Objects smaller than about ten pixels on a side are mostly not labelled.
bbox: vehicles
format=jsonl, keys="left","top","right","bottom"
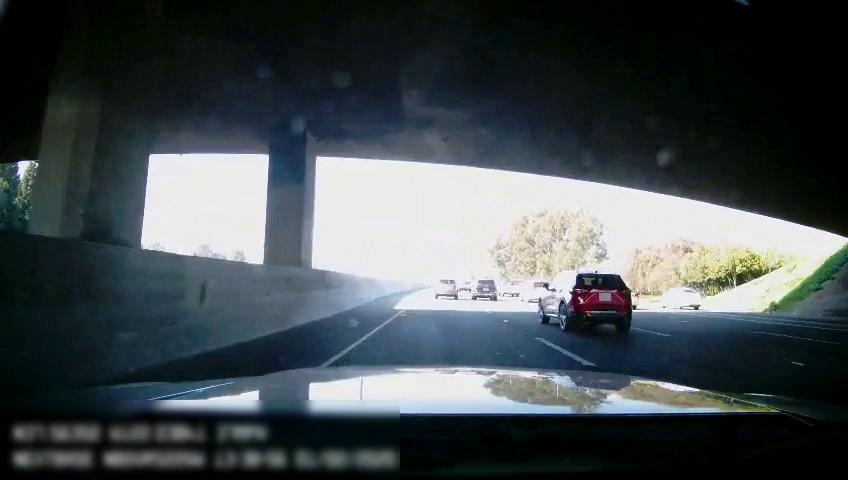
{"left": 661, "top": 286, "right": 703, "bottom": 310}
{"left": 630, "top": 286, "right": 640, "bottom": 310}
{"left": 537, "top": 271, "right": 633, "bottom": 336}
{"left": 434, "top": 278, "right": 458, "bottom": 300}
{"left": 497, "top": 278, "right": 521, "bottom": 298}
{"left": 470, "top": 278, "right": 497, "bottom": 301}
{"left": 457, "top": 278, "right": 472, "bottom": 292}
{"left": 520, "top": 280, "right": 550, "bottom": 303}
